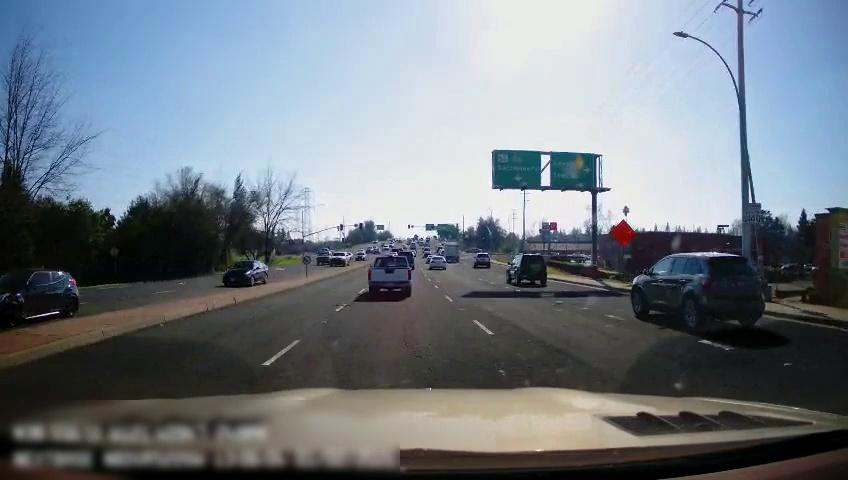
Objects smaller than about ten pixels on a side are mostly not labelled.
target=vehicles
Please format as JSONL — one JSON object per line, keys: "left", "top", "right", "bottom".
{"left": 631, "top": 253, "right": 770, "bottom": 331}
{"left": 506, "top": 253, "right": 548, "bottom": 288}
{"left": 367, "top": 255, "right": 413, "bottom": 297}
{"left": 473, "top": 252, "right": 491, "bottom": 269}
{"left": 396, "top": 250, "right": 415, "bottom": 271}
{"left": 316, "top": 251, "right": 329, "bottom": 265}
{"left": 439, "top": 241, "right": 459, "bottom": 261}
{"left": 428, "top": 254, "right": 448, "bottom": 270}
{"left": 0, "top": 271, "right": 81, "bottom": 327}
{"left": 354, "top": 251, "right": 367, "bottom": 262}
{"left": 328, "top": 251, "right": 353, "bottom": 267}
{"left": 222, "top": 259, "right": 269, "bottom": 288}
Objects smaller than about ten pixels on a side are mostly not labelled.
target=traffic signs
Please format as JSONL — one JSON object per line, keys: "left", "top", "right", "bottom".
{"left": 491, "top": 149, "right": 542, "bottom": 190}
{"left": 607, "top": 218, "right": 639, "bottom": 248}
{"left": 549, "top": 152, "right": 598, "bottom": 191}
